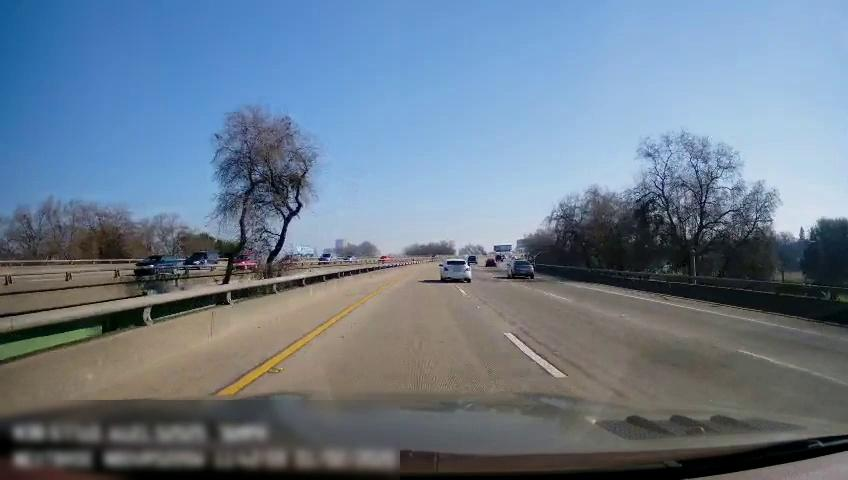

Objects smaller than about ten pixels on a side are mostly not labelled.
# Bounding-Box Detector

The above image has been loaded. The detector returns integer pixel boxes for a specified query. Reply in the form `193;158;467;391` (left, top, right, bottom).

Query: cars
343;255;358;263
484;258;496;266
506;259;535;279
377;255;394;263
439;258;473;284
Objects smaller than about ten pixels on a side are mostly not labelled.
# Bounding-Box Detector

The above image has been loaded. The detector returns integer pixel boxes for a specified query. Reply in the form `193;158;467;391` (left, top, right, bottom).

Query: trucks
467;255;478;265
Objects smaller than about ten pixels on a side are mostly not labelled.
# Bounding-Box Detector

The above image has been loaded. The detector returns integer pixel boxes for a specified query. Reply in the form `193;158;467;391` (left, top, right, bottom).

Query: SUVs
182;250;220;271
231;253;259;271
318;252;337;265
134;254;185;277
